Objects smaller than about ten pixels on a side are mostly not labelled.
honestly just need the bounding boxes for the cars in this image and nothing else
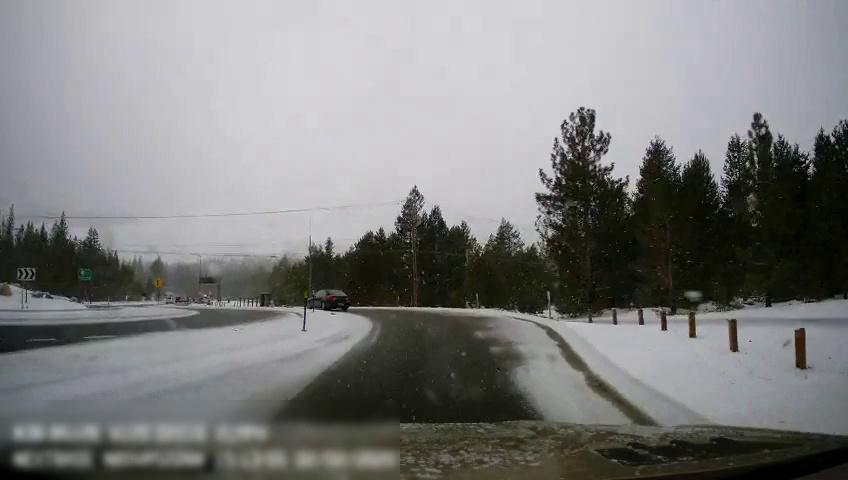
[306,289,350,311]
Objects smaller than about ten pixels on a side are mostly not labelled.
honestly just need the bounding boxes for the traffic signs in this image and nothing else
[154,278,164,289]
[79,268,93,282]
[16,268,36,281]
